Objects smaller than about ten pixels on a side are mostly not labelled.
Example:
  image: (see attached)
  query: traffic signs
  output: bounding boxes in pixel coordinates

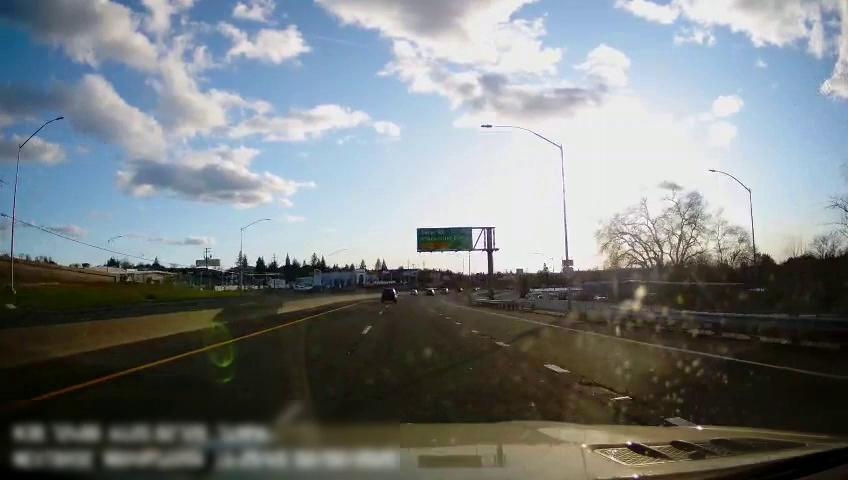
[416,226,474,253]
[562,268,574,276]
[561,260,573,268]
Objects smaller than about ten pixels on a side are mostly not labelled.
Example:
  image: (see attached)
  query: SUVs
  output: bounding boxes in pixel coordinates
[381,287,398,302]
